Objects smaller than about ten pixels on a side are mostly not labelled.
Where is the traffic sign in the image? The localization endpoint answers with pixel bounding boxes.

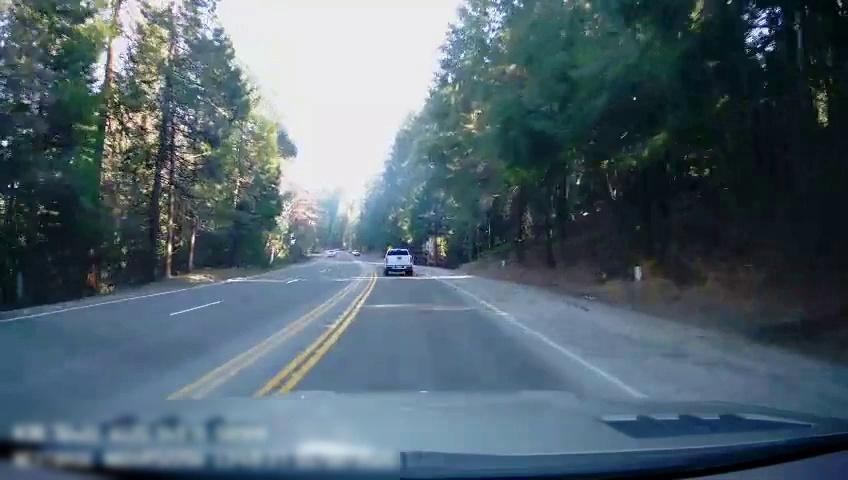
[426,236,436,257]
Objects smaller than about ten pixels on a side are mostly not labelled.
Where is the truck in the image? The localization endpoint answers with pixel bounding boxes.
[383,248,414,277]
